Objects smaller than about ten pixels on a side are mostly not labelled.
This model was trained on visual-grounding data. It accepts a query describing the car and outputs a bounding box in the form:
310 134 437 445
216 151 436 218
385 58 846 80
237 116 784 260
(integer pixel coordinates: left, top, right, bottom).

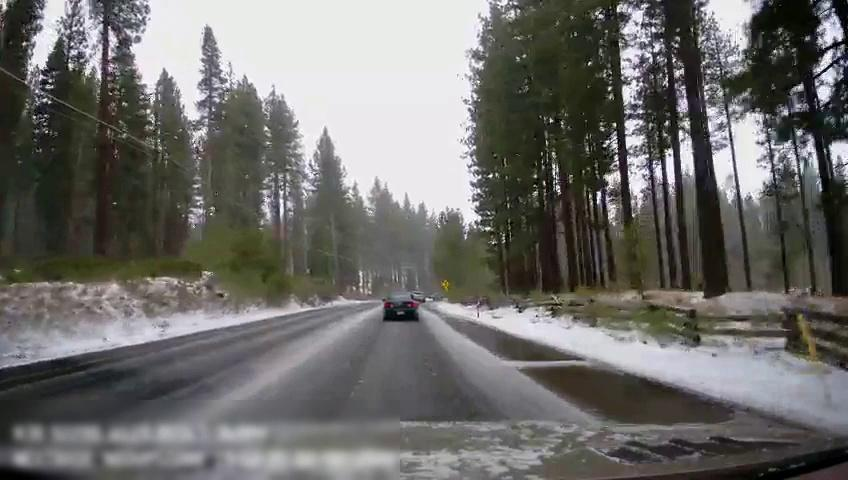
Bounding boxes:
383 294 418 322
